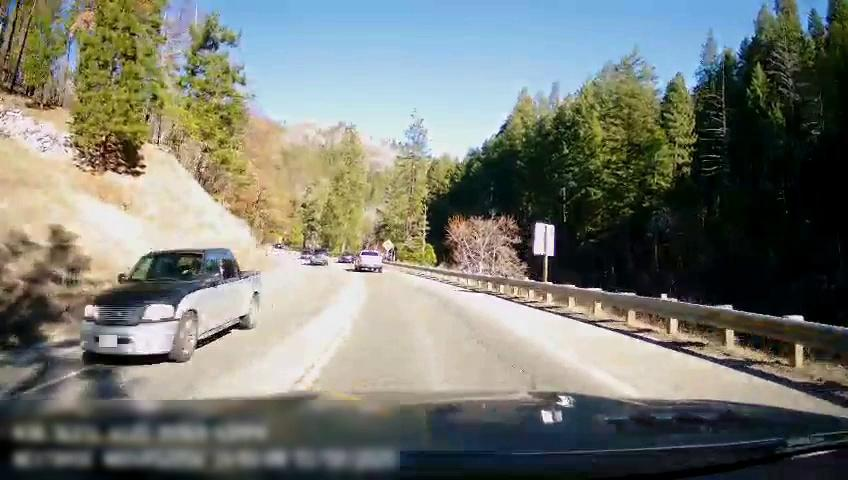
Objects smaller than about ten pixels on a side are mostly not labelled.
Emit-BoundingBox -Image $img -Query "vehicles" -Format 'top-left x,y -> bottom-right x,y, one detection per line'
79,246 -> 266,363
300,250 -> 313,261
334,250 -> 353,264
309,248 -> 329,266
352,249 -> 384,273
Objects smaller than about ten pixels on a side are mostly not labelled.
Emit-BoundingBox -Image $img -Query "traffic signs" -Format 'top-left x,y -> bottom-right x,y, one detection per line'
382,240 -> 394,251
